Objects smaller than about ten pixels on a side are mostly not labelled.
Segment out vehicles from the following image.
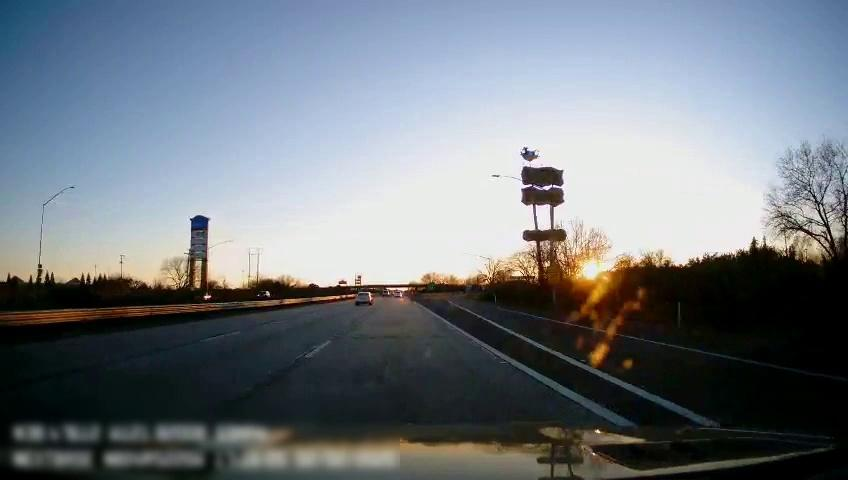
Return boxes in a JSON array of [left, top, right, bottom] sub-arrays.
[[194, 291, 212, 303], [356, 291, 372, 306], [255, 290, 272, 301]]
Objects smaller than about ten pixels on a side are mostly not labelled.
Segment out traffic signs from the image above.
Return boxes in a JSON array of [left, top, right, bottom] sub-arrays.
[[547, 266, 560, 286]]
